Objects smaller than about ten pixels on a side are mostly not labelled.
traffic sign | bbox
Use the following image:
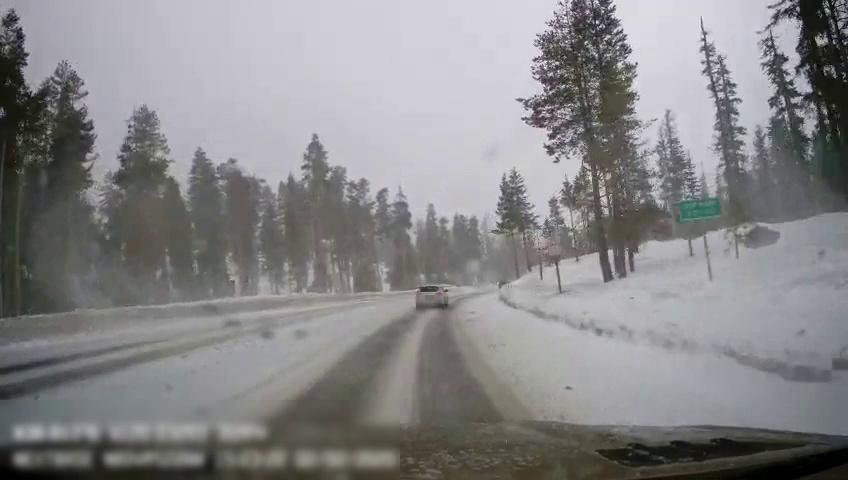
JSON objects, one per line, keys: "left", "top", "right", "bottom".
{"left": 676, "top": 197, "right": 722, "bottom": 222}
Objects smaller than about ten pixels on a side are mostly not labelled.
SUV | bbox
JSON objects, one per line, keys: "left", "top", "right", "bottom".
{"left": 415, "top": 284, "right": 449, "bottom": 309}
